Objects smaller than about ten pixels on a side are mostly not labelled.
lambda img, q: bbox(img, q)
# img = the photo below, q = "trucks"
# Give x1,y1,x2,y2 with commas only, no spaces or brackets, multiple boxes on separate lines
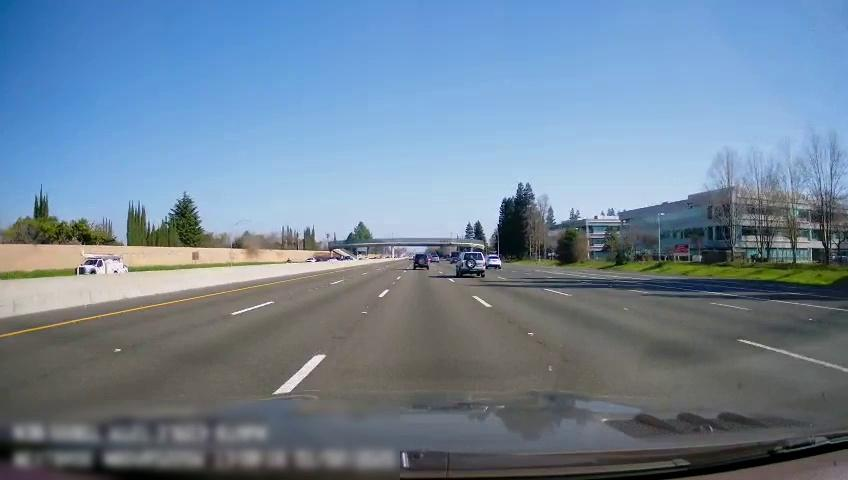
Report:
75,257,129,275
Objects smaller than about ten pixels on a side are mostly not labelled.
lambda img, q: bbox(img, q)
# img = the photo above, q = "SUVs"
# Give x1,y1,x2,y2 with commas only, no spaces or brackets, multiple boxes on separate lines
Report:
455,251,486,277
412,253,428,270
485,255,502,269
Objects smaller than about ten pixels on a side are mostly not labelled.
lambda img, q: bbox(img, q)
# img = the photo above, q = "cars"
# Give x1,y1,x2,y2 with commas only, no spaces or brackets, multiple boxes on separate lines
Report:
304,257,317,263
